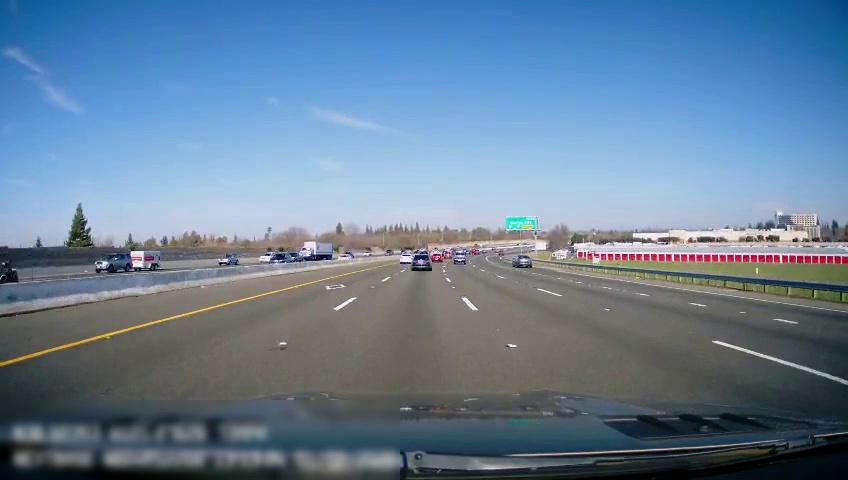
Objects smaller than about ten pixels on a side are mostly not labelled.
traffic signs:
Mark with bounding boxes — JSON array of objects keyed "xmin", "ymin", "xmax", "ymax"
[
  {"xmin": 535, "ymin": 240, "xmax": 547, "ymax": 250},
  {"xmin": 504, "ymin": 215, "xmax": 537, "ymax": 232}
]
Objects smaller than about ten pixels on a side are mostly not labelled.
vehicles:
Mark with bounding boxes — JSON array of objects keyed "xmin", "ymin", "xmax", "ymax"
[
  {"xmin": 283, "ymin": 252, "xmax": 306, "ymax": 264},
  {"xmin": 399, "ymin": 252, "xmax": 415, "ymax": 265},
  {"xmin": 0, "ymin": 261, "xmax": 20, "ymax": 284},
  {"xmin": 512, "ymin": 254, "xmax": 533, "ymax": 269},
  {"xmin": 299, "ymin": 240, "xmax": 333, "ymax": 262},
  {"xmin": 411, "ymin": 254, "xmax": 433, "ymax": 272},
  {"xmin": 431, "ymin": 252, "xmax": 443, "ymax": 263},
  {"xmin": 130, "ymin": 250, "xmax": 161, "ymax": 272},
  {"xmin": 269, "ymin": 252, "xmax": 290, "ymax": 264},
  {"xmin": 453, "ymin": 252, "xmax": 467, "ymax": 265},
  {"xmin": 218, "ymin": 254, "xmax": 239, "ymax": 266},
  {"xmin": 93, "ymin": 253, "xmax": 132, "ymax": 274},
  {"xmin": 256, "ymin": 252, "xmax": 278, "ymax": 263}
]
